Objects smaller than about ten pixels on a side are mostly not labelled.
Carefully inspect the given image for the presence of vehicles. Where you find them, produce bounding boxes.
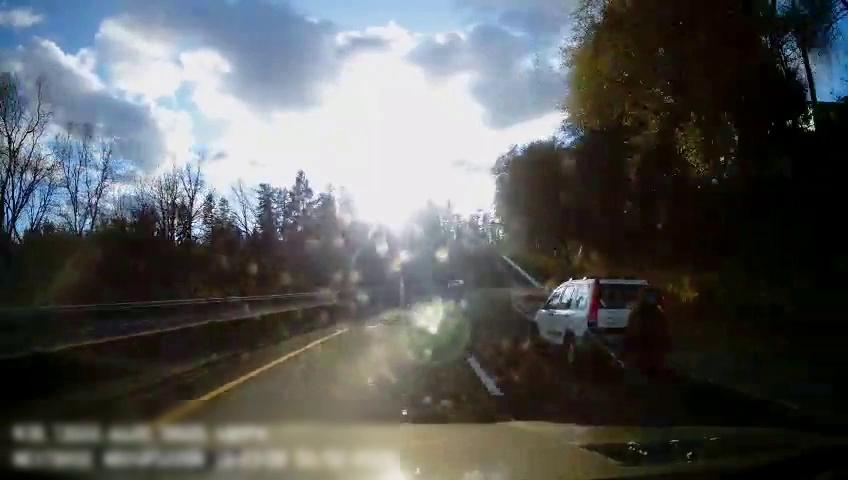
[528,278,665,373]
[448,279,466,289]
